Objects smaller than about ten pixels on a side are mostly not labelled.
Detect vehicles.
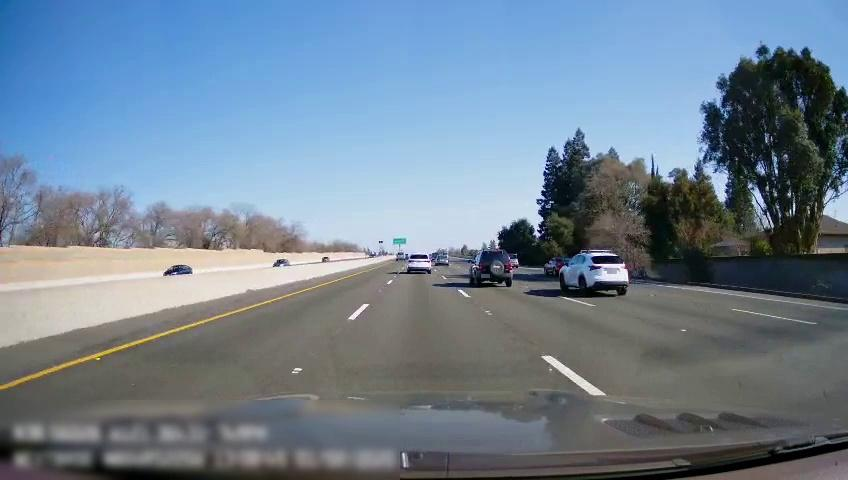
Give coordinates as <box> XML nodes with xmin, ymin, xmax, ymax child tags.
<box><xmin>434</xmin><ymin>253</ymin><xmax>451</xmax><ymax>267</ymax></box>
<box><xmin>407</xmin><ymin>253</ymin><xmax>431</xmax><ymax>275</ymax></box>
<box><xmin>558</xmin><ymin>253</ymin><xmax>630</xmax><ymax>299</ymax></box>
<box><xmin>509</xmin><ymin>253</ymin><xmax>519</xmax><ymax>270</ymax></box>
<box><xmin>272</xmin><ymin>258</ymin><xmax>289</xmax><ymax>268</ymax></box>
<box><xmin>395</xmin><ymin>251</ymin><xmax>407</xmax><ymax>261</ymax></box>
<box><xmin>467</xmin><ymin>249</ymin><xmax>514</xmax><ymax>289</ymax></box>
<box><xmin>163</xmin><ymin>265</ymin><xmax>193</xmax><ymax>277</ymax></box>
<box><xmin>542</xmin><ymin>257</ymin><xmax>569</xmax><ymax>277</ymax></box>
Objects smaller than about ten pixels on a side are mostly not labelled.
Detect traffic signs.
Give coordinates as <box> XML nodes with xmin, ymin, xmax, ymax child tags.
<box><xmin>393</xmin><ymin>238</ymin><xmax>407</xmax><ymax>245</ymax></box>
